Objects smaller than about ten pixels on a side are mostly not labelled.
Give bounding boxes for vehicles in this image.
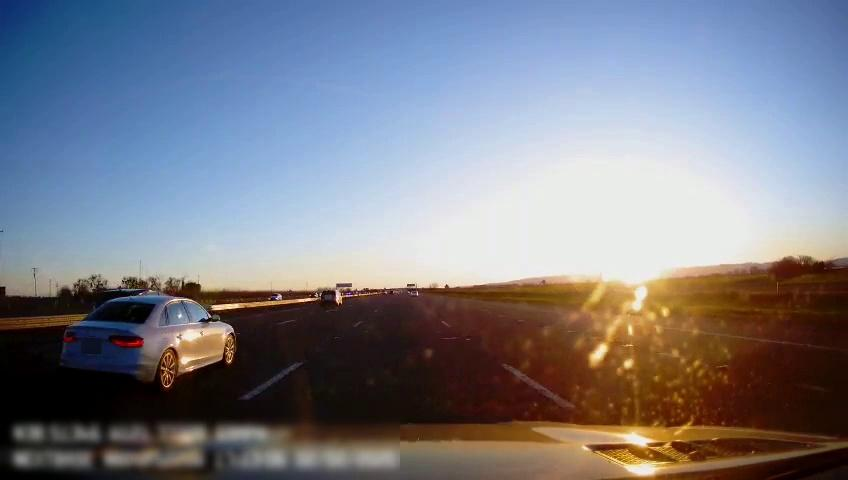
[268,293,283,302]
[320,289,343,307]
[92,289,170,312]
[60,295,238,394]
